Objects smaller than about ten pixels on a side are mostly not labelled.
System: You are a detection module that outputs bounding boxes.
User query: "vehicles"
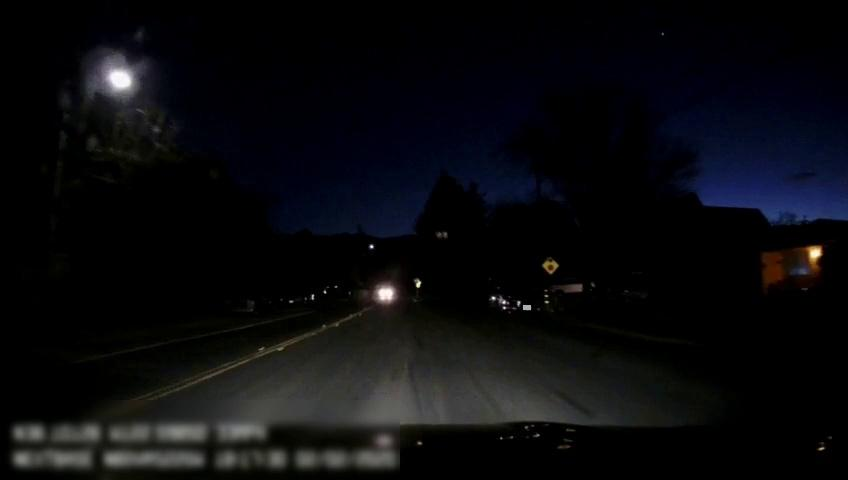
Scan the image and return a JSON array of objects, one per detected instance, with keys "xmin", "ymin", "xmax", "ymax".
[
  {"xmin": 227, "ymin": 288, "xmax": 272, "ymax": 317},
  {"xmin": 551, "ymin": 277, "xmax": 597, "ymax": 297},
  {"xmin": 279, "ymin": 291, "xmax": 303, "ymax": 307}
]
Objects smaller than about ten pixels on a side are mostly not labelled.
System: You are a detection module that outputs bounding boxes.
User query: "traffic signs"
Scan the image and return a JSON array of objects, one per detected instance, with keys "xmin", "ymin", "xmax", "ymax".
[{"xmin": 541, "ymin": 256, "xmax": 560, "ymax": 275}]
